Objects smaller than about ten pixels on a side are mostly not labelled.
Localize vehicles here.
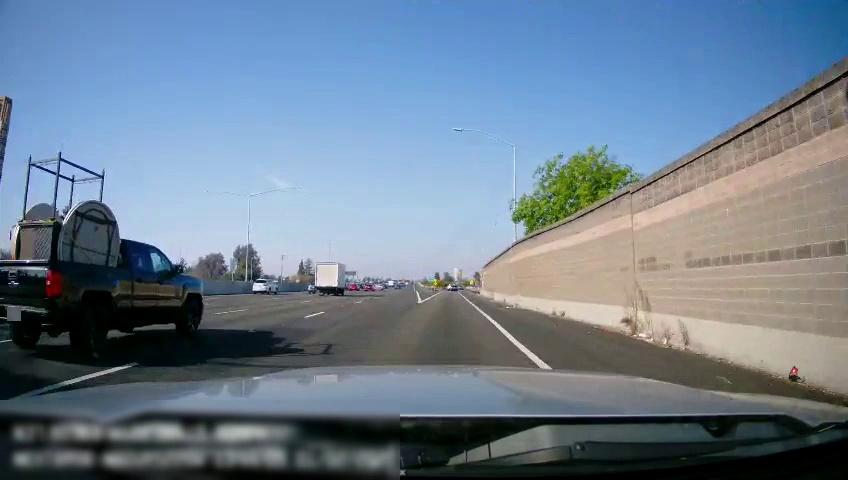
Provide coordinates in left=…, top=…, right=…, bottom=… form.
left=0, top=238, right=206, bottom=365
left=313, top=262, right=345, bottom=297
left=307, top=282, right=317, bottom=294
left=252, top=278, right=280, bottom=295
